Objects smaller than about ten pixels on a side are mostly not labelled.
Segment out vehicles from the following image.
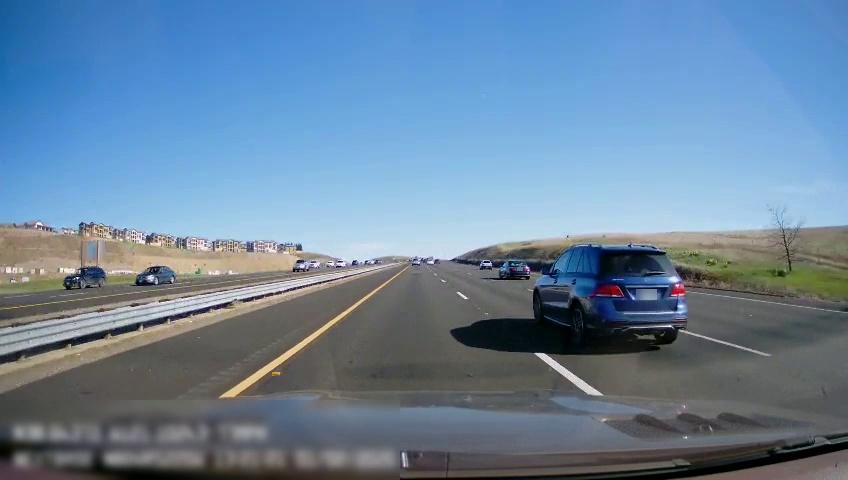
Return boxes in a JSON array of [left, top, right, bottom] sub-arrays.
[[533, 244, 689, 345], [135, 265, 176, 285], [499, 260, 531, 280], [293, 260, 310, 273], [309, 260, 320, 269], [63, 267, 106, 290], [411, 256, 421, 266], [480, 259, 493, 270]]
